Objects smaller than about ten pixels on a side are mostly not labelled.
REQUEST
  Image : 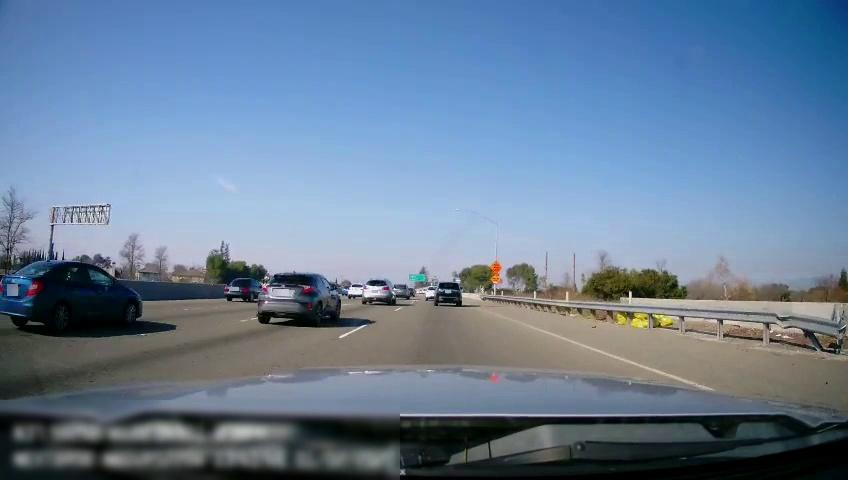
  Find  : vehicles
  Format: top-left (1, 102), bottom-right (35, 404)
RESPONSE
top-left (257, 272), bottom-right (342, 327)
top-left (347, 282), bottom-right (371, 299)
top-left (392, 283), bottom-right (411, 300)
top-left (341, 285), bottom-right (352, 297)
top-left (425, 285), bottom-right (441, 301)
top-left (0, 260), bottom-right (145, 338)
top-left (223, 278), bottom-right (264, 303)
top-left (433, 282), bottom-right (463, 307)
top-left (361, 279), bottom-right (397, 306)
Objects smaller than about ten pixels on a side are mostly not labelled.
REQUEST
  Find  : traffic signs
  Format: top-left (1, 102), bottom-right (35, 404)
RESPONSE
top-left (490, 273), bottom-right (502, 285)
top-left (491, 257), bottom-right (509, 273)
